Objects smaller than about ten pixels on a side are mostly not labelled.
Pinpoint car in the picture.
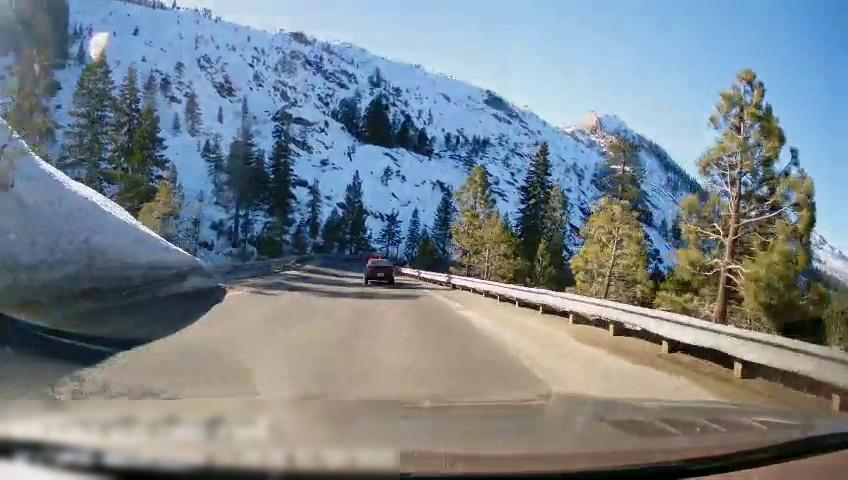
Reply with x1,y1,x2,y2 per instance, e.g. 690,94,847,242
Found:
361,256,397,286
